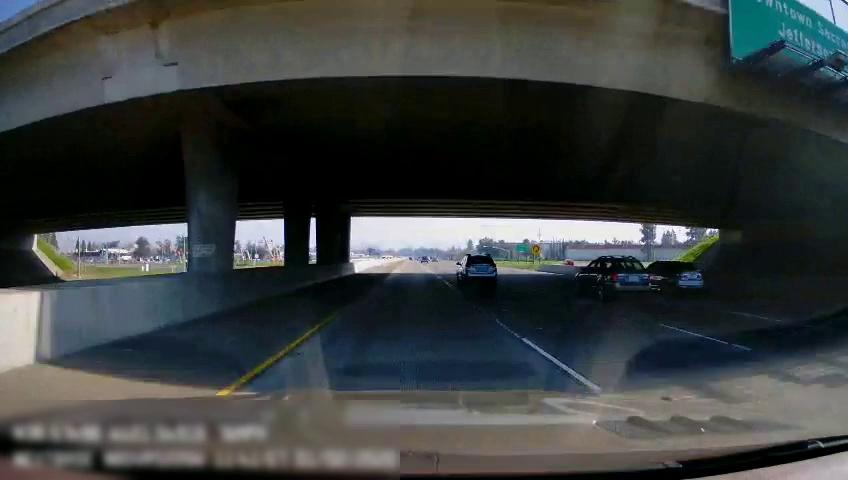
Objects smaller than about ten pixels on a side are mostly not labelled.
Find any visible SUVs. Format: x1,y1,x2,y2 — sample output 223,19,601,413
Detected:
575,256,650,299
455,254,497,286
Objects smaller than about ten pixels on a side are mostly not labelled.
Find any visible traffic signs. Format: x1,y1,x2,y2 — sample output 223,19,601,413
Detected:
516,244,530,254
729,0,848,86
531,244,542,256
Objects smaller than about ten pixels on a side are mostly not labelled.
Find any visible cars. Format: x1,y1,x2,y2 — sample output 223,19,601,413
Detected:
644,259,704,297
